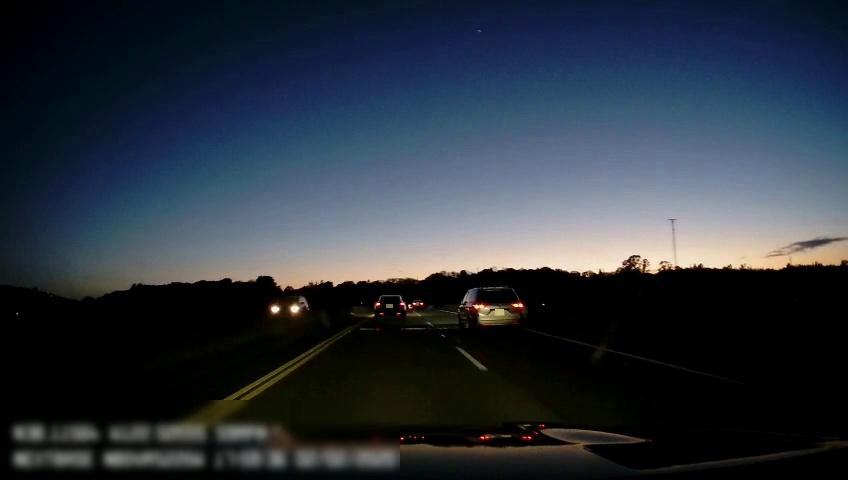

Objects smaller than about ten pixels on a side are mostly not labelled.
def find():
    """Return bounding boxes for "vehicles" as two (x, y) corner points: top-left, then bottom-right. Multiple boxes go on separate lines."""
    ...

(374, 296), (407, 323)
(411, 301), (422, 311)
(266, 296), (312, 321)
(458, 287), (524, 331)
